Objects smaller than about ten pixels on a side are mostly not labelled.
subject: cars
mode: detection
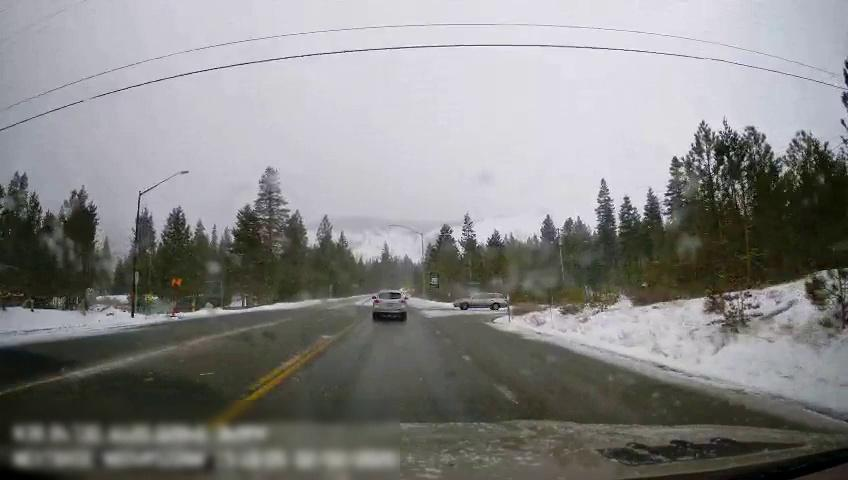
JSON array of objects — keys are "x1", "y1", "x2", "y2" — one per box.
[{"x1": 452, "y1": 291, "x2": 507, "y2": 311}]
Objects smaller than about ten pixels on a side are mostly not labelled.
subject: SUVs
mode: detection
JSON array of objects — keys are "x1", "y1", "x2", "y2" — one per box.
[{"x1": 372, "y1": 289, "x2": 410, "y2": 320}]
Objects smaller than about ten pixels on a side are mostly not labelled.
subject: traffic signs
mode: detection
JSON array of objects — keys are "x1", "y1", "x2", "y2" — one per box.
[
  {"x1": 429, "y1": 283, "x2": 440, "y2": 289},
  {"x1": 430, "y1": 272, "x2": 441, "y2": 278},
  {"x1": 466, "y1": 281, "x2": 480, "y2": 285}
]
